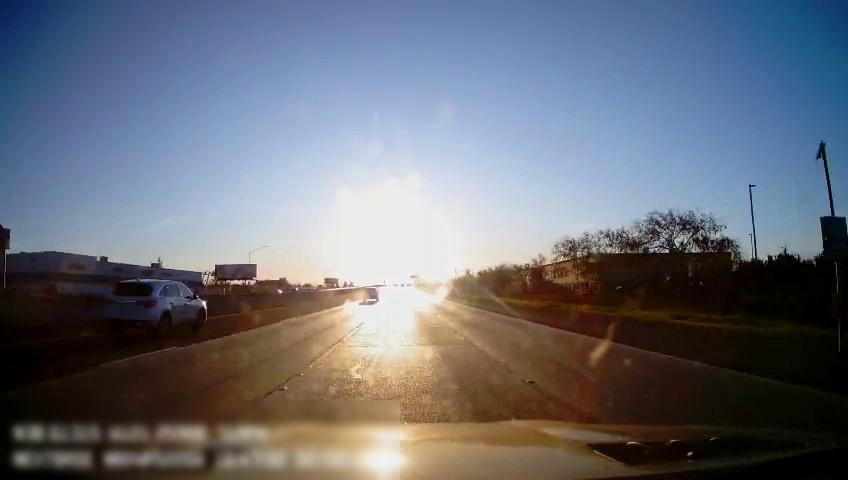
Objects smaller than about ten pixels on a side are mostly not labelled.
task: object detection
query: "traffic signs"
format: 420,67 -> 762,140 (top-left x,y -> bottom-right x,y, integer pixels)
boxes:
820,216 -> 848,260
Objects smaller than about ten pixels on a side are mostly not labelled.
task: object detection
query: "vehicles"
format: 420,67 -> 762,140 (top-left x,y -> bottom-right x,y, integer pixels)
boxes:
362,287 -> 379,301
103,280 -> 208,340
272,289 -> 284,295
